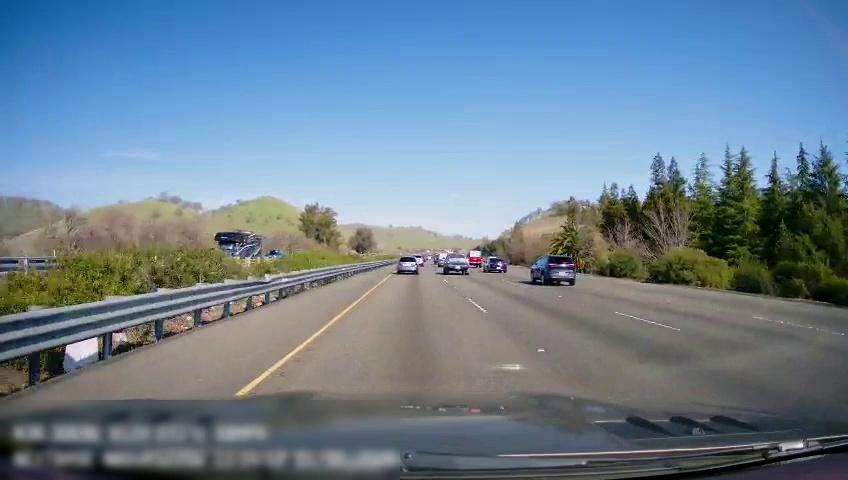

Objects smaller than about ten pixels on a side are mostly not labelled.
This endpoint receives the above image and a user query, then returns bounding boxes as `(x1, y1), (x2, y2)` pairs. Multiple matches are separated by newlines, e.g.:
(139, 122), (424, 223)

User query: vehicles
(263, 249), (288, 258)
(396, 255), (420, 275)
(529, 253), (577, 287)
(483, 256), (507, 274)
(212, 231), (266, 260)
(466, 250), (484, 269)
(441, 252), (470, 276)
(413, 255), (424, 268)
(437, 249), (451, 268)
